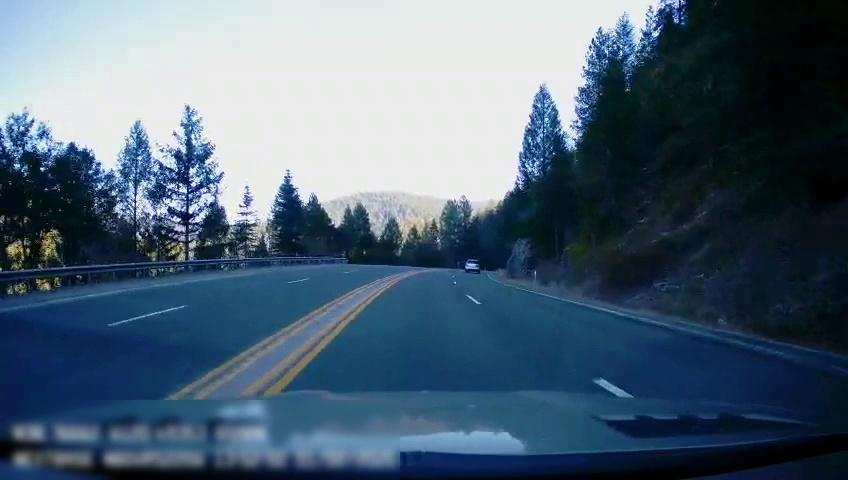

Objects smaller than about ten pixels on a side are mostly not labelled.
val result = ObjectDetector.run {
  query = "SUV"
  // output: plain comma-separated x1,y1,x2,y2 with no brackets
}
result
464,258,481,274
